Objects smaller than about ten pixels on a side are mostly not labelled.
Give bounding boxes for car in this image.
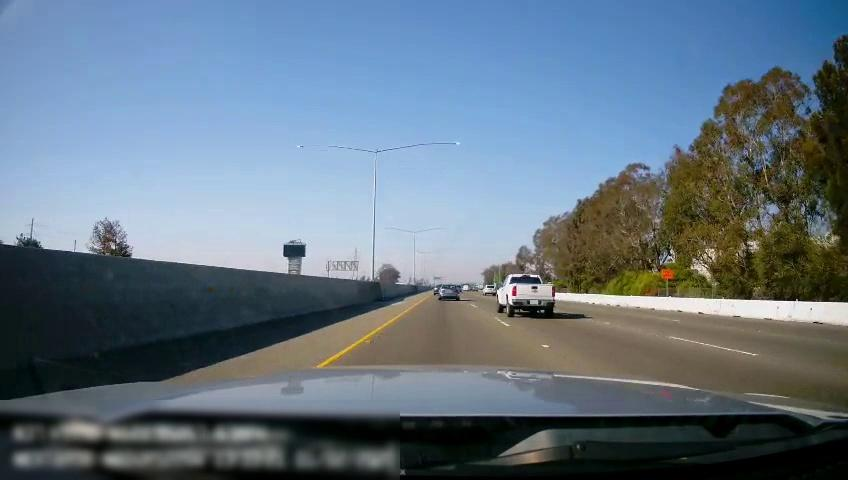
[437,283,461,301]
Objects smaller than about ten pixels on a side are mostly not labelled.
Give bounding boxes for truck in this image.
[495,274,555,319]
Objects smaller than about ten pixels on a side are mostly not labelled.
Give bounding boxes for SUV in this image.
[482,283,496,297]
